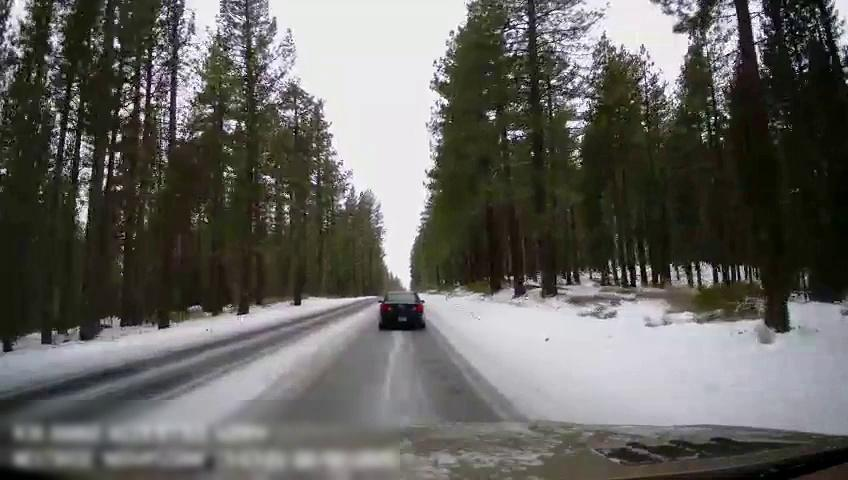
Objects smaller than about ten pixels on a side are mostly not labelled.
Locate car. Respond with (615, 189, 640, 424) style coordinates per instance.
(377, 291, 425, 329)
